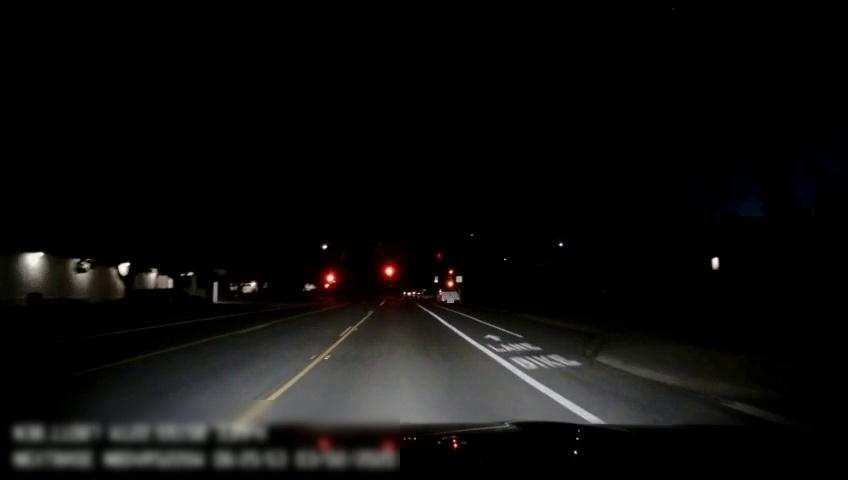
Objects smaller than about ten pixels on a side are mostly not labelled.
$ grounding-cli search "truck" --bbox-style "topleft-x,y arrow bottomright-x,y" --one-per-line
434,288 -> 460,306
